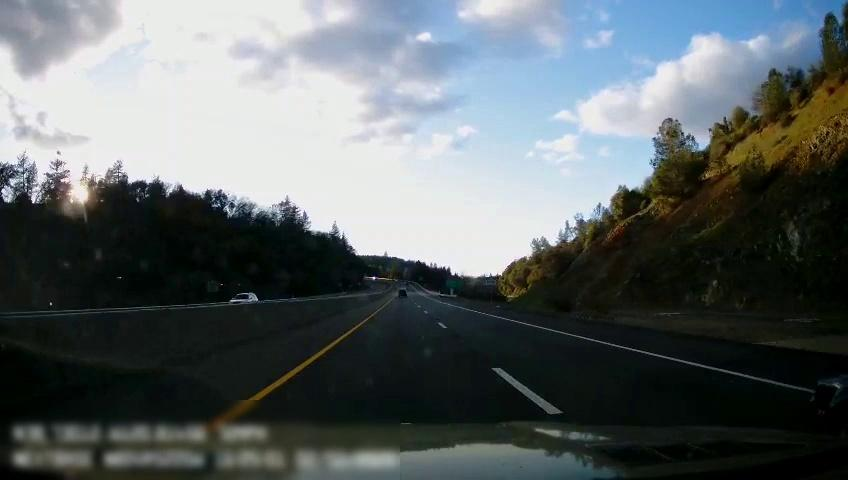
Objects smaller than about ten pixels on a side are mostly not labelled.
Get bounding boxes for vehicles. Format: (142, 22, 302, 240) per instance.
(811, 375, 848, 432)
(229, 292, 258, 304)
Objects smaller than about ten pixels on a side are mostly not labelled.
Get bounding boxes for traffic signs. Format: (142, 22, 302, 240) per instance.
(445, 279, 464, 289)
(484, 279, 496, 286)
